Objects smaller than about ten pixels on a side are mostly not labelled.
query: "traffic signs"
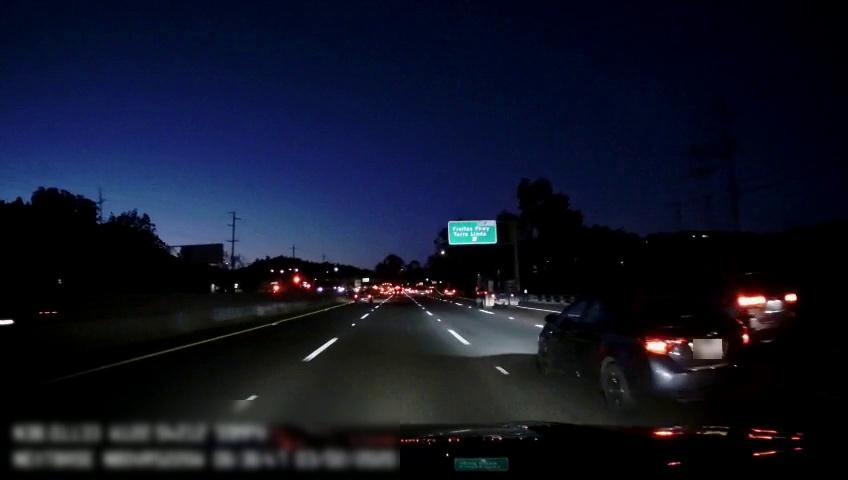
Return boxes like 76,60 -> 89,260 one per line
448,220 -> 498,246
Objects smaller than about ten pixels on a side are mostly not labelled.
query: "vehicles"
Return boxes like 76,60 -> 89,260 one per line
353,289 -> 373,305
0,292 -> 70,337
536,291 -> 754,415
472,272 -> 524,306
700,273 -> 799,343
